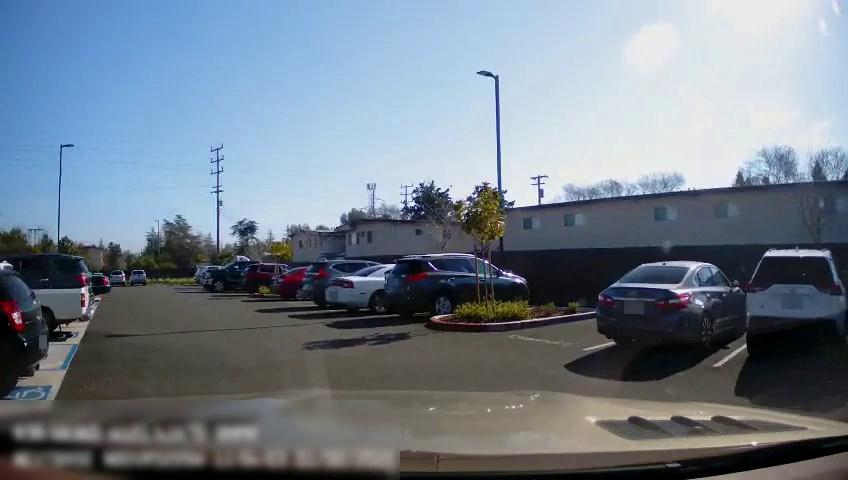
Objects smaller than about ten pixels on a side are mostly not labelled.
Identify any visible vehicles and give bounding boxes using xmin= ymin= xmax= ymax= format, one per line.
xmin=596 ymin=260 xmax=746 ymax=349
xmin=109 ymin=270 xmax=126 ymax=286
xmin=89 ymin=272 xmax=112 ymax=296
xmin=243 ymin=263 xmax=294 ymax=293
xmin=384 ymin=253 xmax=531 ymax=319
xmin=302 ymin=259 xmax=383 ymax=306
xmin=195 ymin=265 xmax=227 ymax=287
xmin=0 ymin=260 xmax=97 ymax=334
xmin=0 ymin=252 xmax=90 ymax=288
xmin=745 ymin=247 xmax=848 ymax=359
xmin=271 ymin=266 xmax=309 ymax=298
xmin=0 ymin=269 xmax=51 ymax=399
xmin=129 ymin=269 xmax=147 ymax=286
xmin=325 ymin=263 xmax=393 ymax=314
xmin=201 ymin=261 xmax=255 ymax=292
